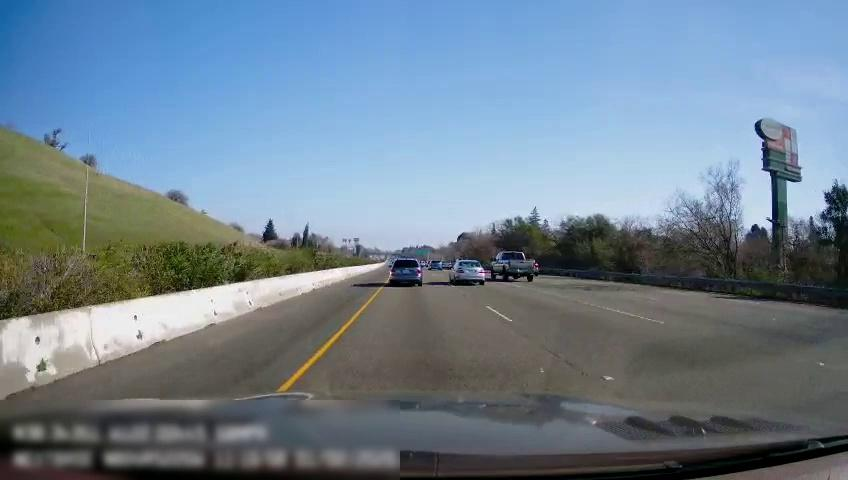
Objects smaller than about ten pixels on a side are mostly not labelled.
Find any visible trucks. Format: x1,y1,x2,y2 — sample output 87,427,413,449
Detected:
491,251,539,282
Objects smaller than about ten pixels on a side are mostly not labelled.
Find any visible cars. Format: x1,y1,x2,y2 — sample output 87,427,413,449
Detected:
387,257,425,287
449,259,485,286
428,259,444,271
